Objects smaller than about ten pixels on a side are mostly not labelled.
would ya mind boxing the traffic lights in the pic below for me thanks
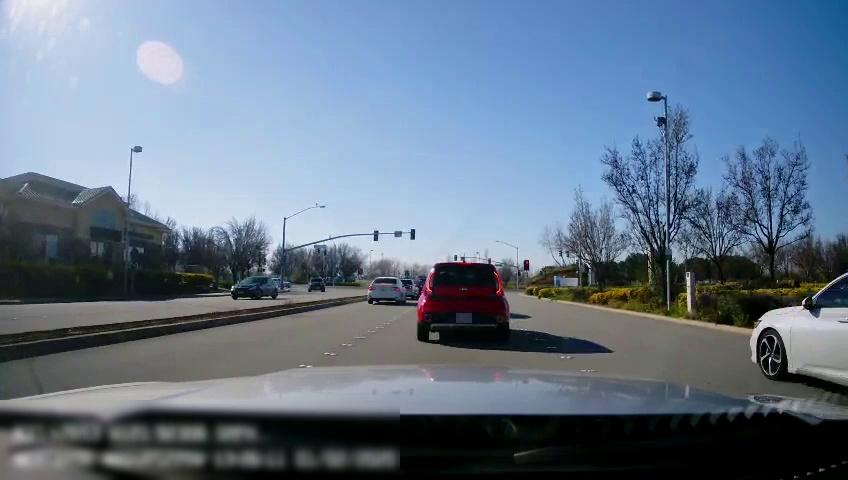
[523,259,529,271]
[411,228,416,240]
[373,230,379,241]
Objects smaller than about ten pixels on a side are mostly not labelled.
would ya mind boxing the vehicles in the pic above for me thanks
[308,277,326,292]
[750,272,848,387]
[400,279,419,301]
[230,276,280,301]
[368,276,407,306]
[272,277,292,288]
[416,262,509,343]
[415,281,426,296]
